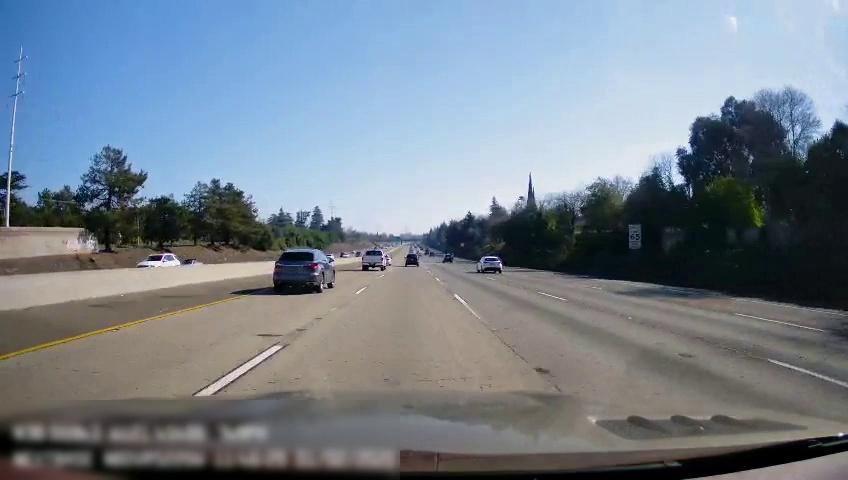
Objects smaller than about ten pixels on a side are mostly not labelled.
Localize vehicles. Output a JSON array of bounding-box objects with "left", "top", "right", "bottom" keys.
[
  {"left": 136, "top": 253, "right": 180, "bottom": 268},
  {"left": 405, "top": 254, "right": 420, "bottom": 267},
  {"left": 361, "top": 249, "right": 387, "bottom": 272},
  {"left": 273, "top": 249, "right": 337, "bottom": 294},
  {"left": 443, "top": 253, "right": 454, "bottom": 262},
  {"left": 182, "top": 258, "right": 203, "bottom": 266},
  {"left": 476, "top": 256, "right": 503, "bottom": 275}
]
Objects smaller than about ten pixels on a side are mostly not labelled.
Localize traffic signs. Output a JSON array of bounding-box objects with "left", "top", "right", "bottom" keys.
[{"left": 630, "top": 223, "right": 642, "bottom": 249}]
